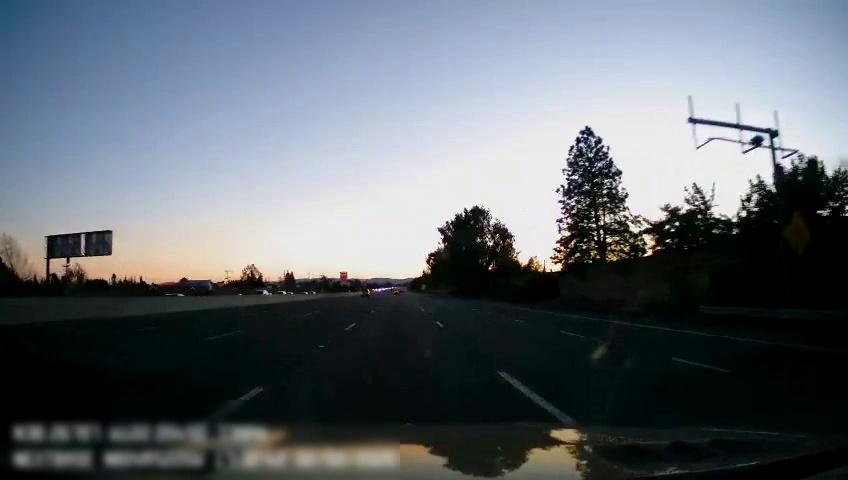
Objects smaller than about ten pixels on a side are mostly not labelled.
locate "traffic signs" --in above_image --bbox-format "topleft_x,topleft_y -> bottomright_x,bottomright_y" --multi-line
784,211 -> 811,255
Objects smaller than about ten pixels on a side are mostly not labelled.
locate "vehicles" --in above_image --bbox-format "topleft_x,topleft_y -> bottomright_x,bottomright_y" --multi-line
252,290 -> 269,297
275,291 -> 287,296
161,293 -> 185,298
360,288 -> 371,297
